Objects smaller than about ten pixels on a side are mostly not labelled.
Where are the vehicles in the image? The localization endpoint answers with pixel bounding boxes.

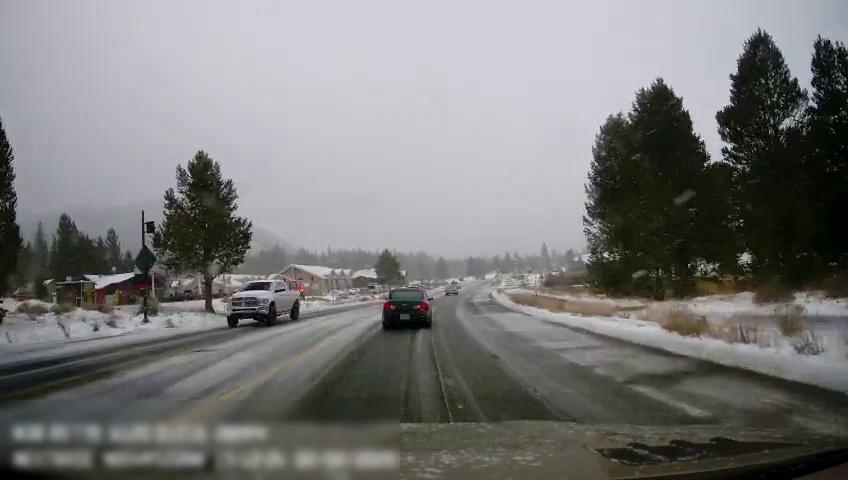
[225,280,301,328]
[451,281,462,289]
[445,285,458,295]
[383,288,434,329]
[408,286,420,289]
